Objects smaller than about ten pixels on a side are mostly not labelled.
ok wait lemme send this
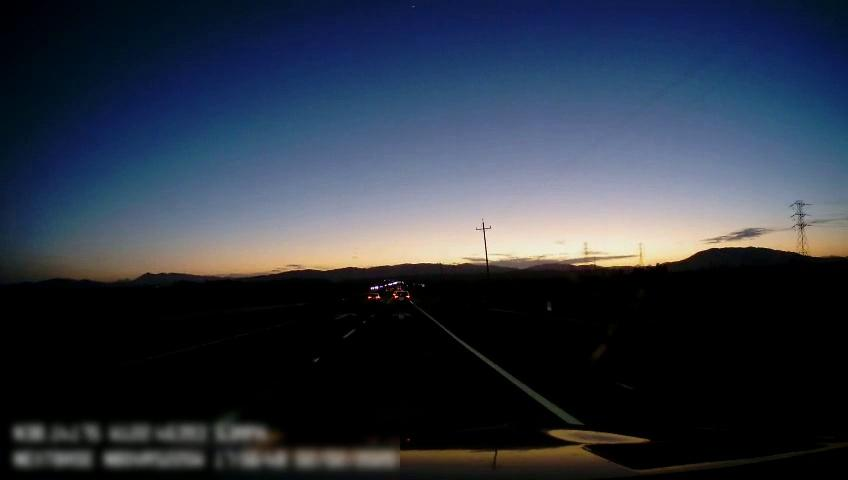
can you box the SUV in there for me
[394,290,411,306]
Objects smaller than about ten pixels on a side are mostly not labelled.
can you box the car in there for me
[367,292,381,303]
